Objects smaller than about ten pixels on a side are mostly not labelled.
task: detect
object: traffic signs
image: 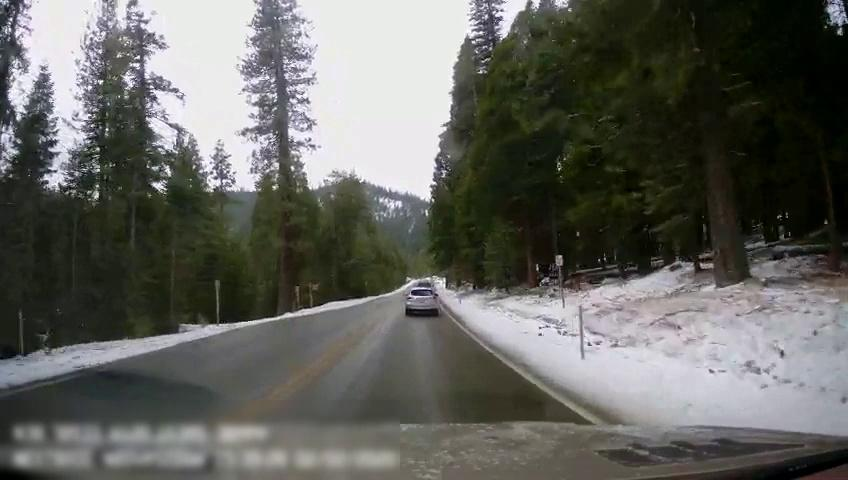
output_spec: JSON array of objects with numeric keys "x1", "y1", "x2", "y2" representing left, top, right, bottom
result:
[{"x1": 556, "y1": 255, "x2": 563, "y2": 266}]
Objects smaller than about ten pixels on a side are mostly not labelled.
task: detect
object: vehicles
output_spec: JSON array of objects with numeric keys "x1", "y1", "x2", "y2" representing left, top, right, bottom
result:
[
  {"x1": 405, "y1": 287, "x2": 439, "y2": 315},
  {"x1": 416, "y1": 282, "x2": 433, "y2": 288}
]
